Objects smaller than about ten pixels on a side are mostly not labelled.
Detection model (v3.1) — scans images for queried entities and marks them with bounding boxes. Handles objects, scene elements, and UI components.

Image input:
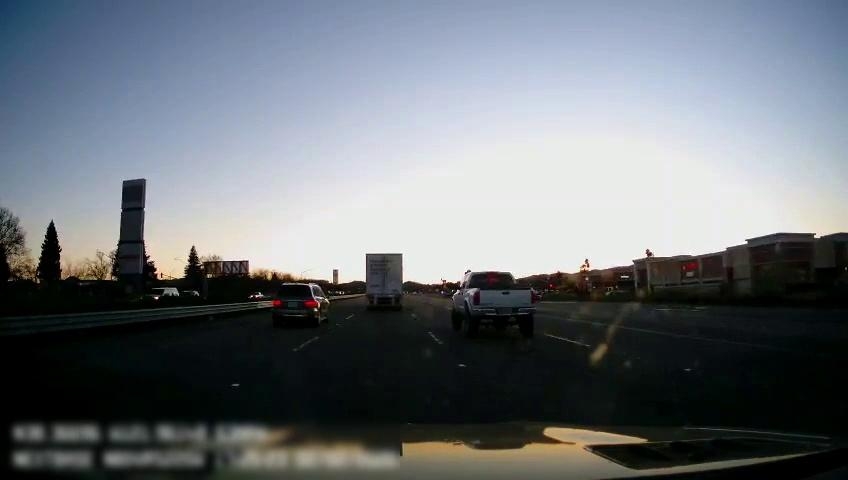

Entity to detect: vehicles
[139,287,180,304]
[180,290,200,297]
[248,291,265,301]
[365,253,402,309]
[272,283,331,326]
[451,270,540,342]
